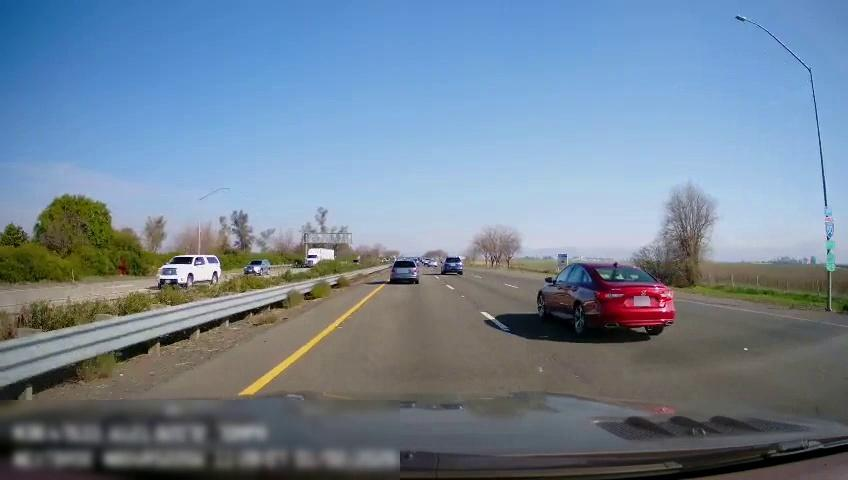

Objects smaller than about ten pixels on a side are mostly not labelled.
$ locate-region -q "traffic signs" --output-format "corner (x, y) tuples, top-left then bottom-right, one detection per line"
(557, 253), (567, 270)
(824, 239), (837, 273)
(824, 206), (835, 238)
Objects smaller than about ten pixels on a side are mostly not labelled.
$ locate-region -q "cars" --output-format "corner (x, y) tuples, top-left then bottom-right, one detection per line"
(536, 260), (677, 339)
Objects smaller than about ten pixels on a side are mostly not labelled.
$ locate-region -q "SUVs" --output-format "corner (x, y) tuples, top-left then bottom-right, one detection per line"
(389, 259), (420, 286)
(243, 259), (272, 277)
(439, 255), (464, 276)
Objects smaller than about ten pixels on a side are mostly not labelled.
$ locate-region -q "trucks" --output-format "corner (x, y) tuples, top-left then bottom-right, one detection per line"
(158, 255), (223, 291)
(305, 248), (336, 271)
